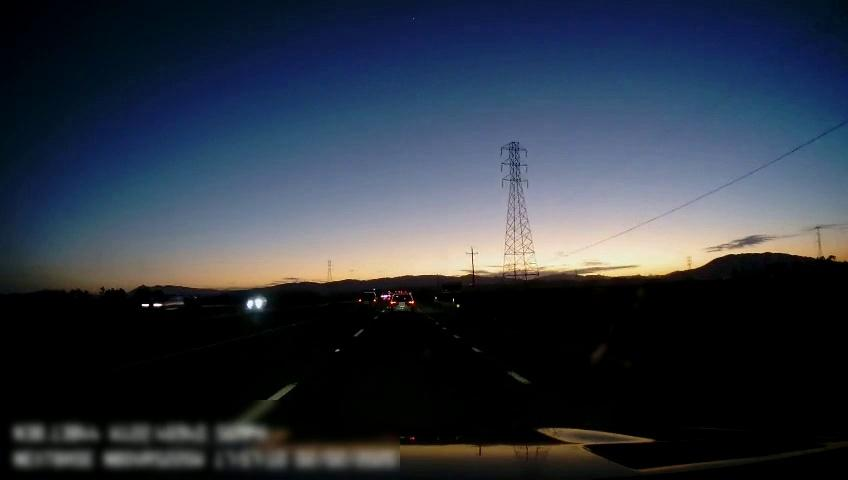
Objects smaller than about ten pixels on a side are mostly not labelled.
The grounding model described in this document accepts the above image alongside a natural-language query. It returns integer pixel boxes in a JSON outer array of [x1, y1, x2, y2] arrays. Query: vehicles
[[358, 291, 379, 310], [390, 293, 415, 316], [140, 295, 185, 313], [245, 296, 270, 310]]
